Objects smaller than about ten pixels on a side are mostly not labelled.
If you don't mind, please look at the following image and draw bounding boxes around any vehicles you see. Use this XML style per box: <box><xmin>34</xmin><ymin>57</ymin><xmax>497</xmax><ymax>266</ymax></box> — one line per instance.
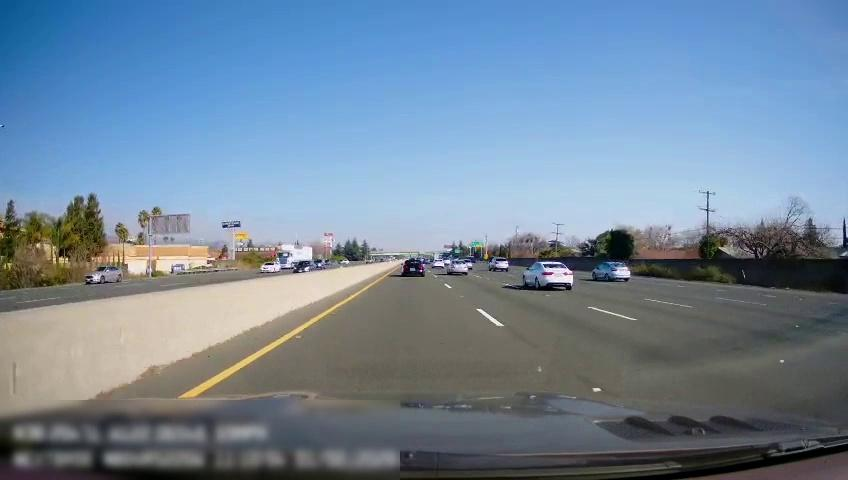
<box><xmin>431</xmin><ymin>257</ymin><xmax>445</xmax><ymax>268</ymax></box>
<box><xmin>522</xmin><ymin>261</ymin><xmax>574</xmax><ymax>290</ymax></box>
<box><xmin>445</xmin><ymin>259</ymin><xmax>468</xmax><ymax>276</ymax></box>
<box><xmin>276</xmin><ymin>244</ymin><xmax>313</xmax><ymax>269</ymax></box>
<box><xmin>488</xmin><ymin>257</ymin><xmax>510</xmax><ymax>272</ymax></box>
<box><xmin>292</xmin><ymin>260</ymin><xmax>316</xmax><ymax>274</ymax></box>
<box><xmin>261</xmin><ymin>261</ymin><xmax>281</xmax><ymax>274</ymax></box>
<box><xmin>313</xmin><ymin>259</ymin><xmax>327</xmax><ymax>272</ymax></box>
<box><xmin>85</xmin><ymin>266</ymin><xmax>122</xmax><ymax>285</ymax></box>
<box><xmin>463</xmin><ymin>258</ymin><xmax>473</xmax><ymax>271</ymax></box>
<box><xmin>592</xmin><ymin>261</ymin><xmax>631</xmax><ymax>282</ymax></box>
<box><xmin>401</xmin><ymin>257</ymin><xmax>425</xmax><ymax>276</ymax></box>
